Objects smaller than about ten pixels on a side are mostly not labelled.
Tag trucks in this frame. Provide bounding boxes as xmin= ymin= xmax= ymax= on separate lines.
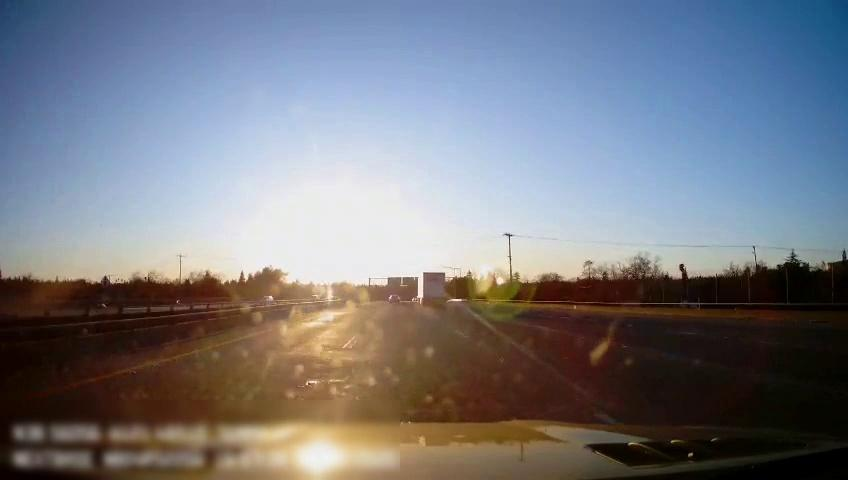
xmin=417 ymin=271 xmax=446 ymax=305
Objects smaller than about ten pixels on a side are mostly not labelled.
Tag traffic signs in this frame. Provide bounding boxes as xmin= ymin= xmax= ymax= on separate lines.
xmin=387 ymin=276 xmax=401 ymax=284
xmin=403 ymin=277 xmax=417 ymax=285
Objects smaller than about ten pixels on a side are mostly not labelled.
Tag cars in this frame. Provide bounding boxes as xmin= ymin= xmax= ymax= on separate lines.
xmin=389 ymin=294 xmax=400 ymax=303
